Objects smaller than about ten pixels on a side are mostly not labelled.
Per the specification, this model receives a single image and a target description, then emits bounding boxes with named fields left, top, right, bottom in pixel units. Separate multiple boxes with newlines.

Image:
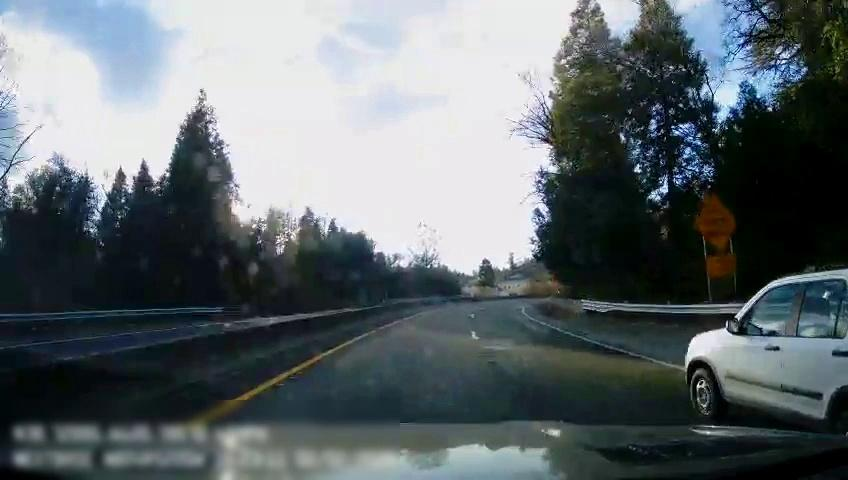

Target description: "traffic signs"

left=706, top=255, right=738, bottom=278
left=697, top=193, right=737, bottom=254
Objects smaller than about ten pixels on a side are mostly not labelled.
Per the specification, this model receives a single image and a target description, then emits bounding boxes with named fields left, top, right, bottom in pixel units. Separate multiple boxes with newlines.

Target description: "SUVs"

left=684, top=267, right=848, bottom=438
